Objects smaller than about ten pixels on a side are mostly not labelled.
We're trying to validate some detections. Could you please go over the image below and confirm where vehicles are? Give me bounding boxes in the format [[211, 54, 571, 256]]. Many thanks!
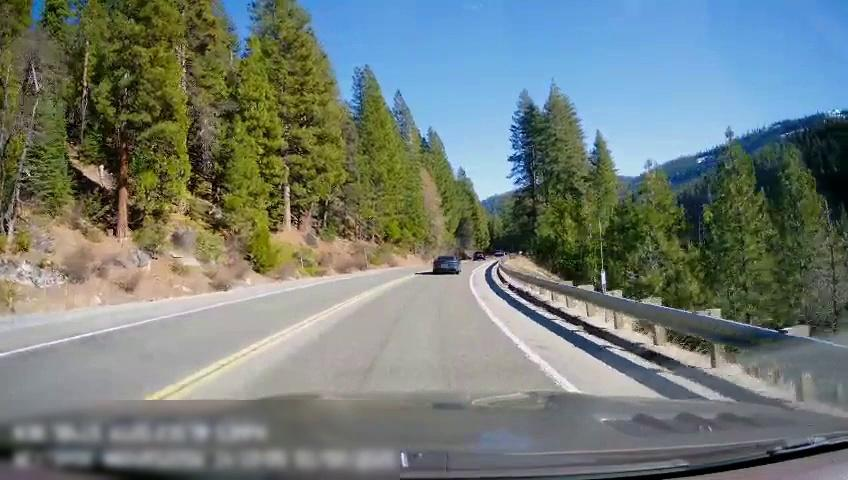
[[432, 254, 460, 276], [473, 250, 488, 261]]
